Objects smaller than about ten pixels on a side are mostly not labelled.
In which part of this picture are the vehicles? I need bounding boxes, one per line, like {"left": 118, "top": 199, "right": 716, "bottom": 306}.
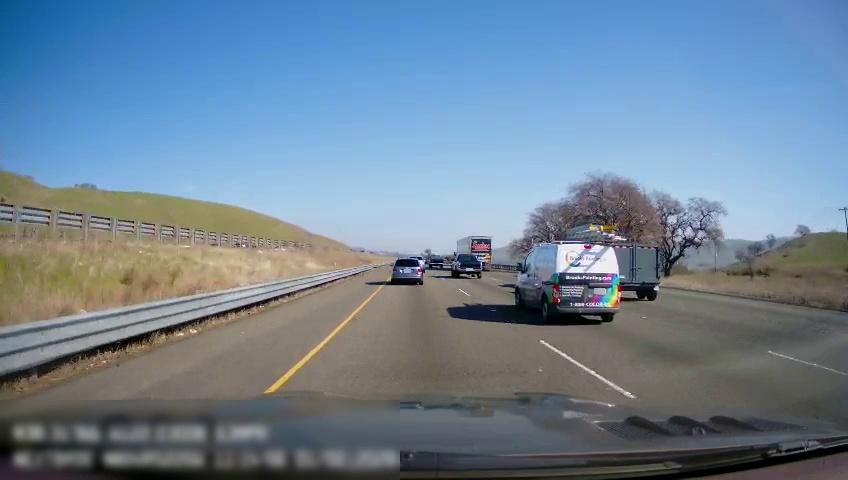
{"left": 450, "top": 253, "right": 483, "bottom": 279}
{"left": 453, "top": 236, "right": 492, "bottom": 272}
{"left": 389, "top": 257, "right": 424, "bottom": 286}
{"left": 428, "top": 254, "right": 444, "bottom": 269}
{"left": 514, "top": 222, "right": 629, "bottom": 323}
{"left": 409, "top": 256, "right": 426, "bottom": 274}
{"left": 606, "top": 242, "right": 662, "bottom": 303}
